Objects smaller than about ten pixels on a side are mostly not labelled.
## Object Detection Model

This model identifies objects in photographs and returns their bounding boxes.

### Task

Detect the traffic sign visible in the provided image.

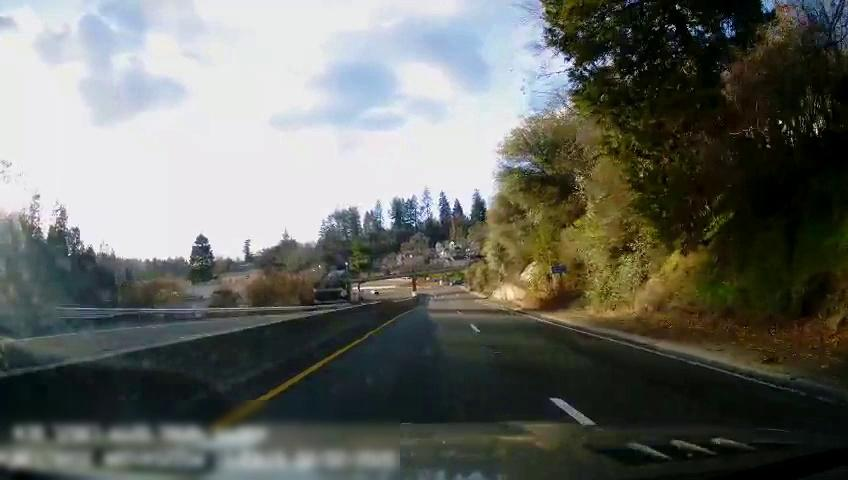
[552,265,568,273]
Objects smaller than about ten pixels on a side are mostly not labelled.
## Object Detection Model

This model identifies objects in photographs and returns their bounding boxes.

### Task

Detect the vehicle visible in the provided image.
[449,279,462,286]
